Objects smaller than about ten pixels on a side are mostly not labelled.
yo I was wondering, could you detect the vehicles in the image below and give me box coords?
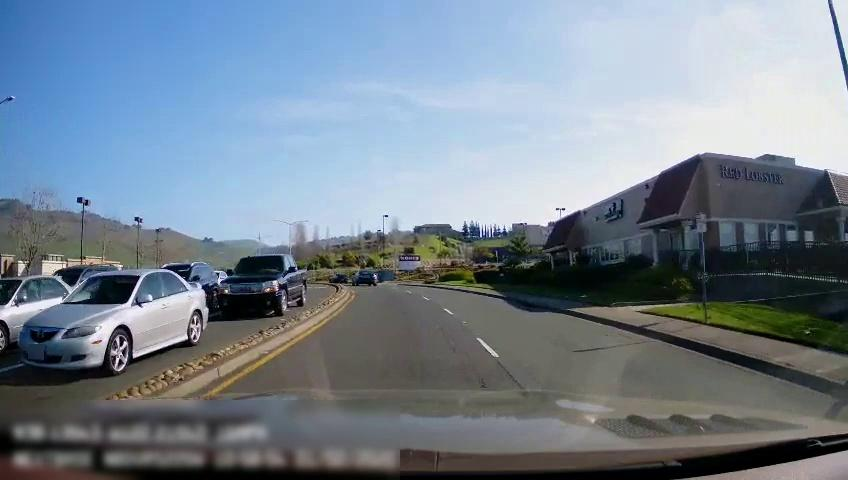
[158,261,223,312]
[211,254,311,318]
[207,270,230,287]
[351,269,379,287]
[52,261,119,294]
[0,273,79,356]
[333,273,347,284]
[15,267,211,377]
